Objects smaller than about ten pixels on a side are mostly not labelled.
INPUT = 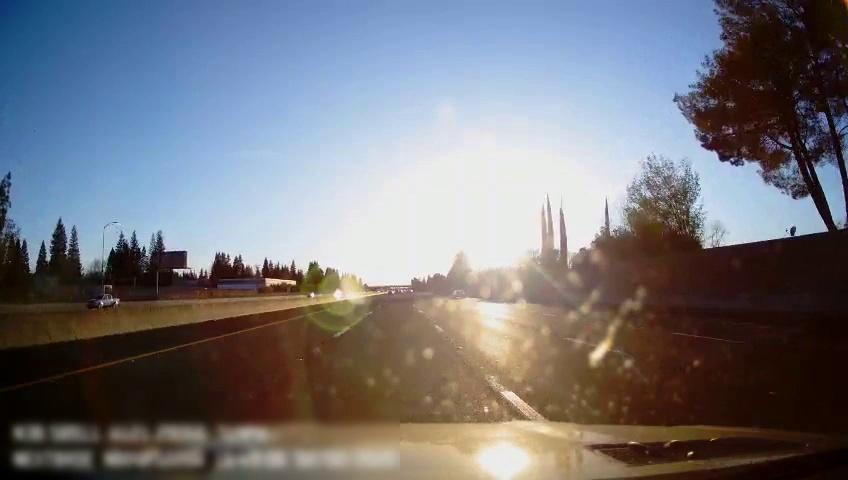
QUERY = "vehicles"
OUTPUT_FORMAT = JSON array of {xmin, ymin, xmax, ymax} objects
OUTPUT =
[
  {"xmin": 86, "ymin": 293, "xmax": 120, "ymax": 310},
  {"xmin": 452, "ymin": 289, "xmax": 466, "ymax": 299}
]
